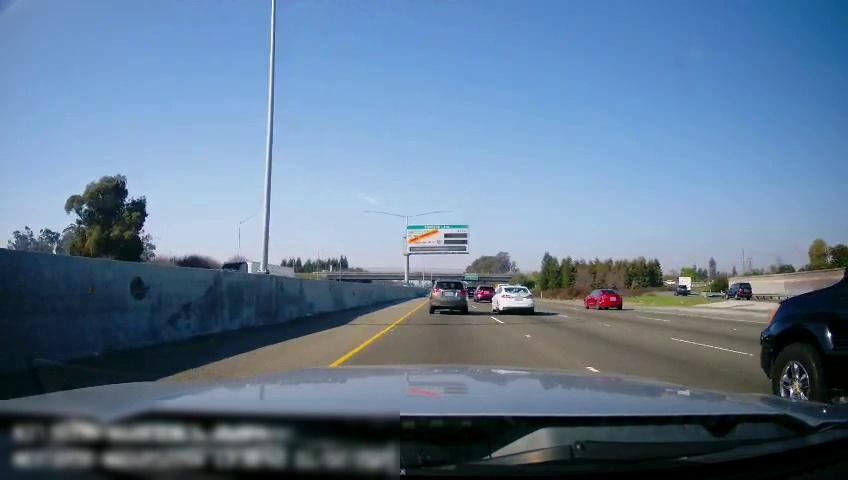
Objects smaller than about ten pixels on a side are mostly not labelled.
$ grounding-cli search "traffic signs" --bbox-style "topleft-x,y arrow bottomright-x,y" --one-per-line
464,273 -> 479,281
405,222 -> 471,254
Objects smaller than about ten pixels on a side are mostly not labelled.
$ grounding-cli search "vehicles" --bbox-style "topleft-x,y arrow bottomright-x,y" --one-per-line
473,285 -> 495,303
724,282 -> 752,301
674,284 -> 688,297
583,288 -> 623,311
759,266 -> 848,406
494,283 -> 510,292
429,277 -> 469,315
465,286 -> 476,298
221,261 -> 296,278
491,285 -> 534,315
678,276 -> 692,295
